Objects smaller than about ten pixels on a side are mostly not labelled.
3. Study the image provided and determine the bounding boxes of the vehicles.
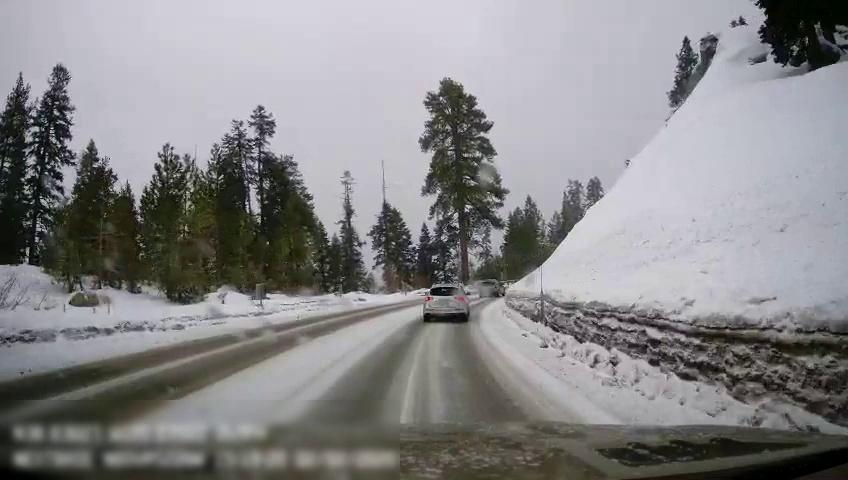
[423,284,471,323]
[479,279,506,298]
